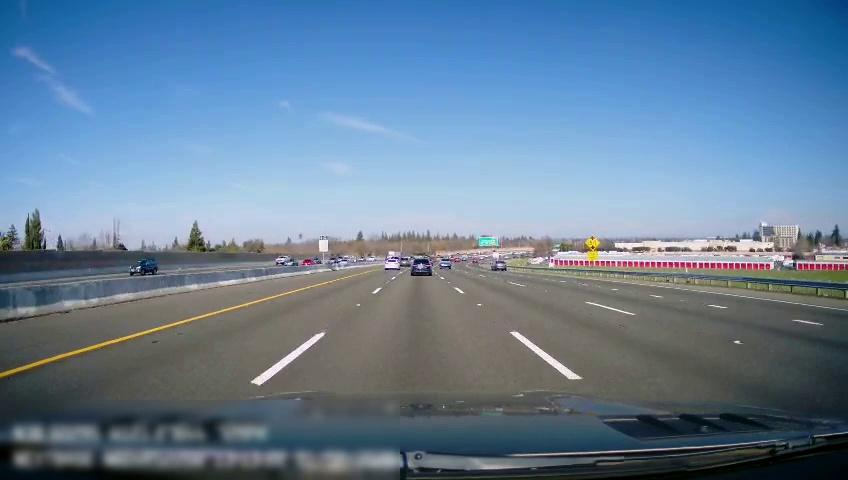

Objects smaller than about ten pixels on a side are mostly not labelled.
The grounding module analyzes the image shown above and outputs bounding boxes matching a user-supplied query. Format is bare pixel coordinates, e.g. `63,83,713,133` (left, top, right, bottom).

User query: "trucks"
274,255,292,266
439,258,452,270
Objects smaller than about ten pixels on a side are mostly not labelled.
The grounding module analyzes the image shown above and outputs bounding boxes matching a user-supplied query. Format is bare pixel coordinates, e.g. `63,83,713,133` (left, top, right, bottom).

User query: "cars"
384,257,401,270
282,257,299,268
491,260,507,272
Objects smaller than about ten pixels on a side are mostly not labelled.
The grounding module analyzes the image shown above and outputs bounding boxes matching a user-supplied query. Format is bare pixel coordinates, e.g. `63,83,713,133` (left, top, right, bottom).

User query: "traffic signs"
584,235,600,251
318,236,329,253
479,236,499,248
586,250,599,261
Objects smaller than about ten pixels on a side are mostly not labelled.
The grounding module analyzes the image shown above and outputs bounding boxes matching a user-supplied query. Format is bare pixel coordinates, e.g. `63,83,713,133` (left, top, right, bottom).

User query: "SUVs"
128,258,159,276
398,257,411,267
410,259,433,277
